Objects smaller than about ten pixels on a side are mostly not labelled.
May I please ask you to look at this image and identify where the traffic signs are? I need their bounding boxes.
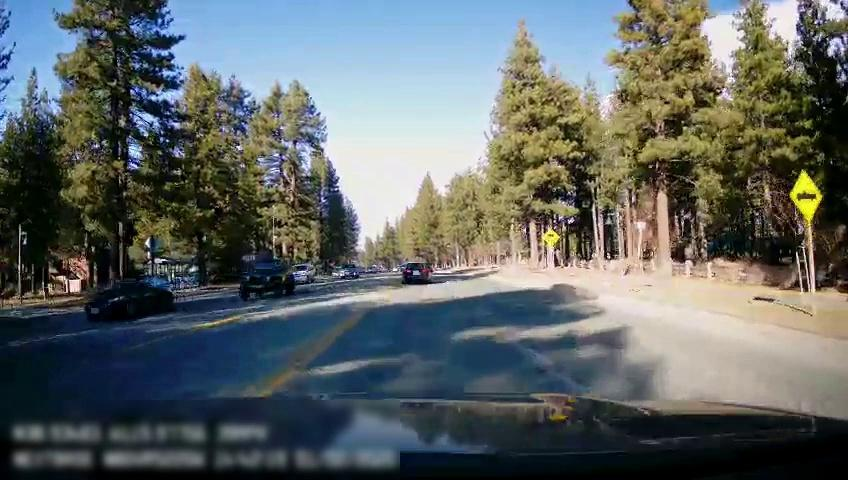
[542,229,561,247]
[789,169,824,220]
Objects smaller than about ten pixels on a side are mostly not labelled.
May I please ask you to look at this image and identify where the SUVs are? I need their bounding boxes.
[294,264,315,286]
[240,255,296,298]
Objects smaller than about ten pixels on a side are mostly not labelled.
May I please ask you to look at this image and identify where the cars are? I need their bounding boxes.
[336,264,360,280]
[86,277,177,321]
[401,263,430,286]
